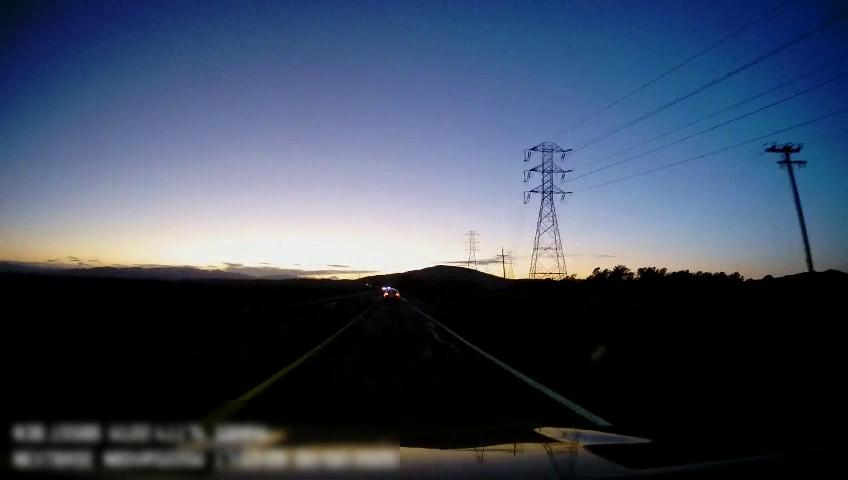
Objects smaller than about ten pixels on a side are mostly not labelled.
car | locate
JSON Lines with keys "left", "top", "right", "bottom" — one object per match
{"left": 383, "top": 289, "right": 401, "bottom": 301}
